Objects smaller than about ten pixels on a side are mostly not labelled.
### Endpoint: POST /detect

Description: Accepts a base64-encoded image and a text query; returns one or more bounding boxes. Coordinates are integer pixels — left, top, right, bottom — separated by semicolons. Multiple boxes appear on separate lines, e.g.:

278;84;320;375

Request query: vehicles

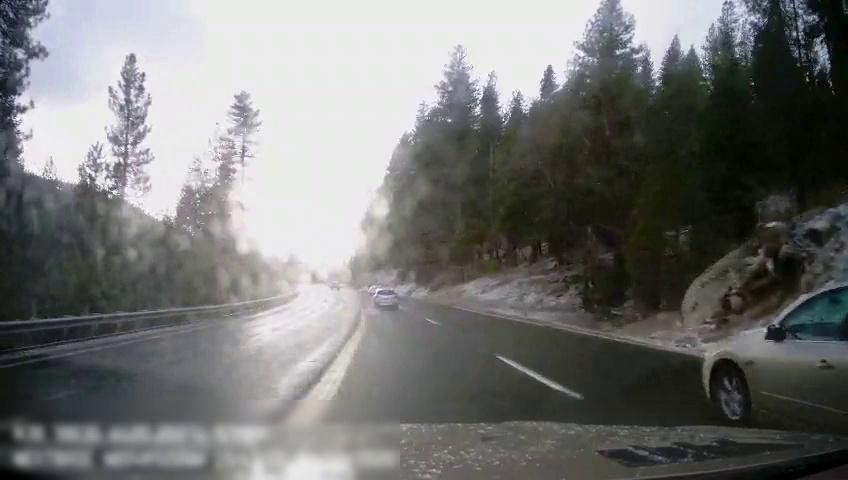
328;281;341;292
374;288;399;309
368;285;378;294
701;279;848;431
